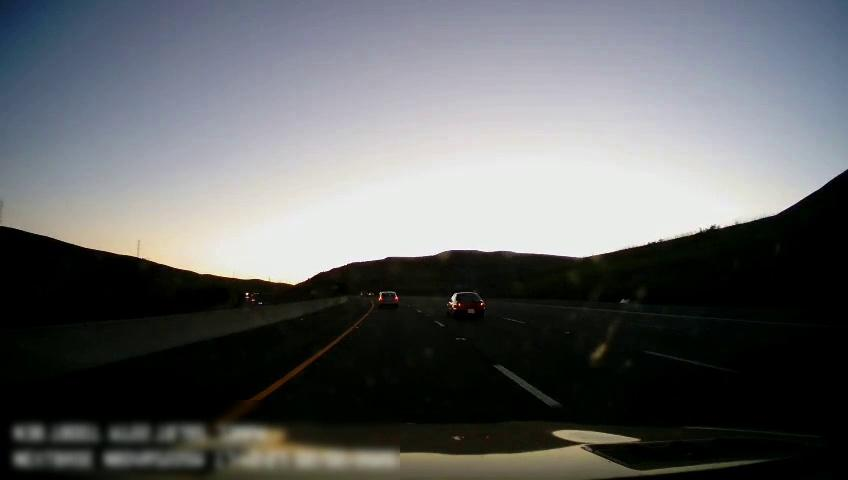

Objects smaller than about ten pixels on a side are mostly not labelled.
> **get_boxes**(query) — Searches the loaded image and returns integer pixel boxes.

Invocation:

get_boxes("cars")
[377,291,399,308]
[445,292,485,319]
